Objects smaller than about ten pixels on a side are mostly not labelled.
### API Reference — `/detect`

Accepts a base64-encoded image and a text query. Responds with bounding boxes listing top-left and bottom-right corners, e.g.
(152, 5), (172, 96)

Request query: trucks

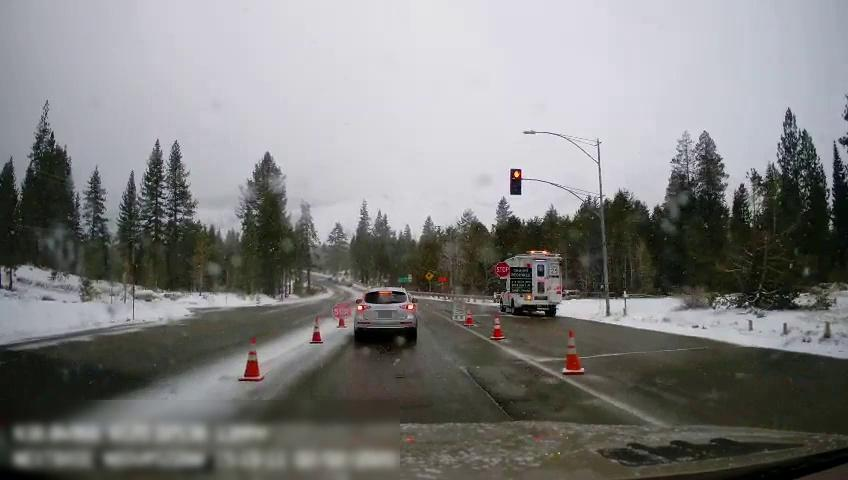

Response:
(495, 250), (563, 317)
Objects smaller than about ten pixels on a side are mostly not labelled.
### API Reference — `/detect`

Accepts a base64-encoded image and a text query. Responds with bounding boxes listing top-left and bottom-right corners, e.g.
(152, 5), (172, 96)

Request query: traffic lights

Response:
(509, 168), (523, 195)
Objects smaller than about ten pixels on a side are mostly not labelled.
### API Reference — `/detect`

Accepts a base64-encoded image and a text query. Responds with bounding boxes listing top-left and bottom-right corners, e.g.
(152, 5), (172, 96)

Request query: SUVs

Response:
(353, 287), (419, 340)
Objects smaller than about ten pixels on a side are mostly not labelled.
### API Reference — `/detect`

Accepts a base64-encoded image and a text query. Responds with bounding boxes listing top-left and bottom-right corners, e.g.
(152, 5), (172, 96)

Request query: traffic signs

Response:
(452, 302), (466, 317)
(437, 276), (449, 283)
(493, 261), (511, 279)
(547, 262), (561, 278)
(333, 302), (351, 318)
(424, 271), (434, 282)
(398, 277), (409, 283)
(509, 266), (533, 280)
(509, 277), (534, 294)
